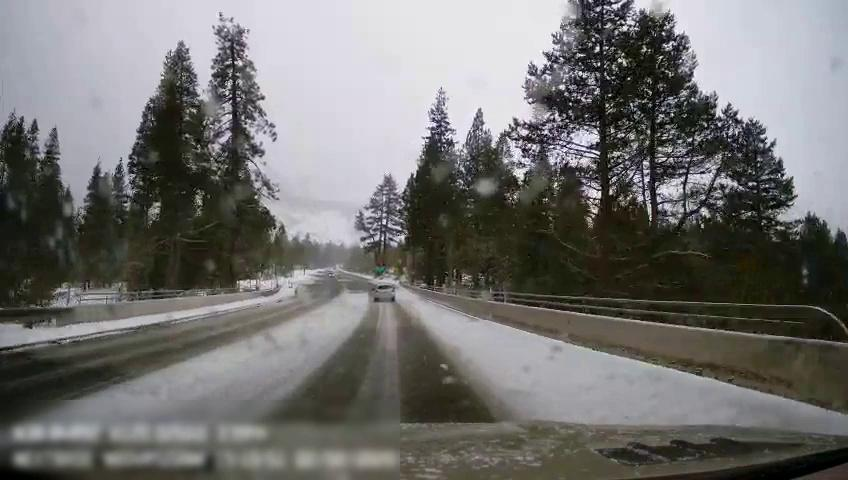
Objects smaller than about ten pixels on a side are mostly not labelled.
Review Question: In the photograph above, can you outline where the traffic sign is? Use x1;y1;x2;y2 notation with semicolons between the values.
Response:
374;265;386;275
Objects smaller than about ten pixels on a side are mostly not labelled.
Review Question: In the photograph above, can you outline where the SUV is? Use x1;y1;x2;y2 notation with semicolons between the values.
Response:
372;284;396;303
